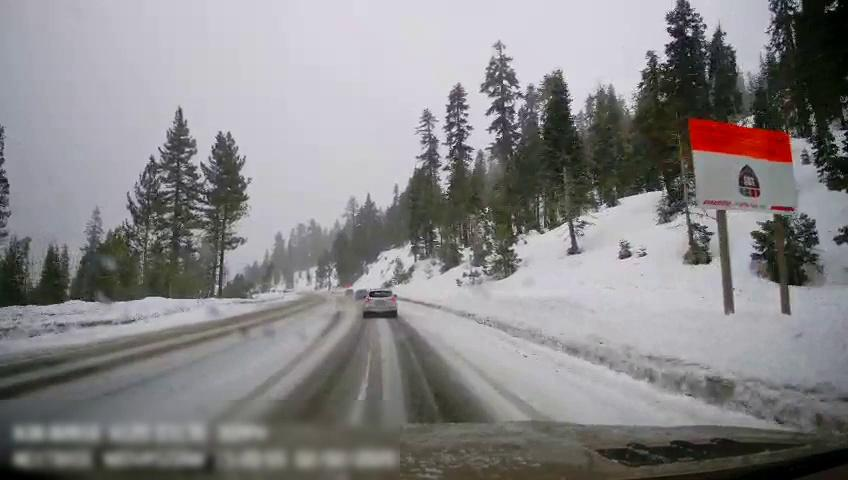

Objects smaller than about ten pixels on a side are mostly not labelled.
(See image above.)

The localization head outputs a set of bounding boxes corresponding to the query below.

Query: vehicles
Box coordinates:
[353,289,368,300]
[344,288,355,297]
[363,288,398,318]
